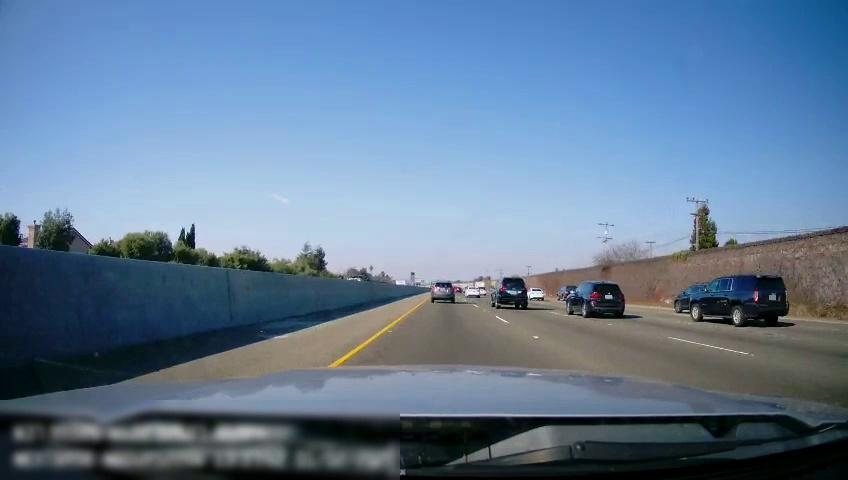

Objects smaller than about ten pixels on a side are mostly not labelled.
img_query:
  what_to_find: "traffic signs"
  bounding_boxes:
[410,271,416,283]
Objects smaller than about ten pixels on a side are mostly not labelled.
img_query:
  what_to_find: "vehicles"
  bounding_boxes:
[464,286,480,299]
[526,287,545,301]
[557,285,578,302]
[673,283,714,314]
[565,280,626,319]
[395,279,410,287]
[430,281,455,304]
[491,276,528,310]
[346,274,371,283]
[476,286,487,296]
[689,273,789,328]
